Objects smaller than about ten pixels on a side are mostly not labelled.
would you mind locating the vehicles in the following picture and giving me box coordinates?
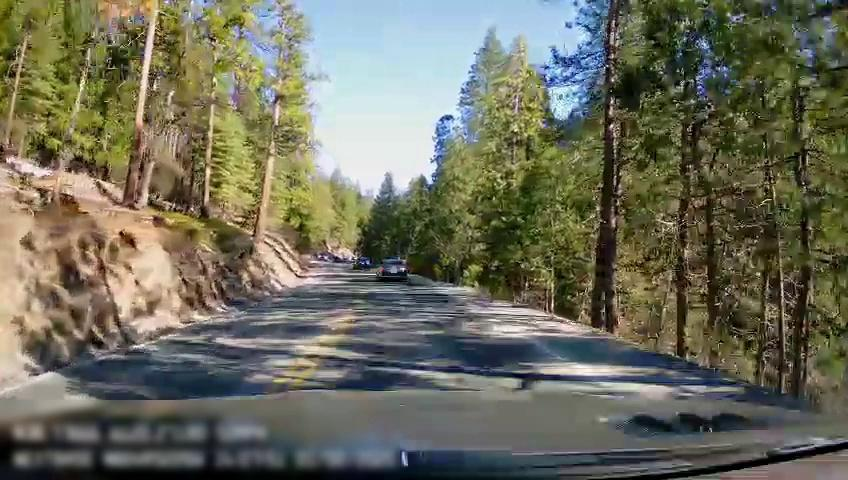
[380,256,409,281]
[352,256,371,271]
